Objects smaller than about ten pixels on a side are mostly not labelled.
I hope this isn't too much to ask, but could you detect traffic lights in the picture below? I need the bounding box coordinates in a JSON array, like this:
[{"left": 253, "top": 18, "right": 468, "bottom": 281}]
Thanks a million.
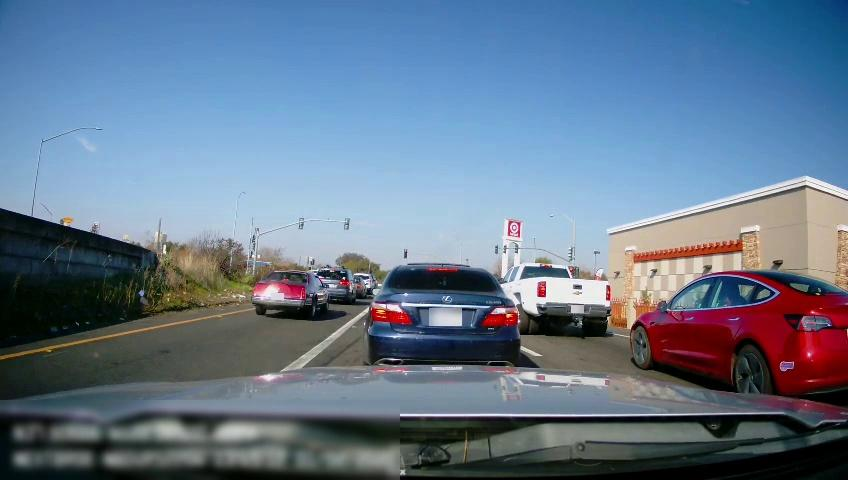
[
  {"left": 513, "top": 242, "right": 519, "bottom": 256},
  {"left": 502, "top": 243, "right": 507, "bottom": 255},
  {"left": 343, "top": 217, "right": 350, "bottom": 231},
  {"left": 494, "top": 244, "right": 499, "bottom": 255},
  {"left": 403, "top": 248, "right": 408, "bottom": 260},
  {"left": 567, "top": 247, "right": 573, "bottom": 261},
  {"left": 297, "top": 217, "right": 305, "bottom": 230}
]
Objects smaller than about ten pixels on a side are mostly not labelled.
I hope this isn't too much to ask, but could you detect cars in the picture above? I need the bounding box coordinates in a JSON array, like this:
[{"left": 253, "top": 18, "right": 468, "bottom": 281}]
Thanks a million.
[
  {"left": 350, "top": 274, "right": 370, "bottom": 300},
  {"left": 361, "top": 262, "right": 522, "bottom": 367},
  {"left": 251, "top": 269, "right": 330, "bottom": 321},
  {"left": 628, "top": 267, "right": 848, "bottom": 408}
]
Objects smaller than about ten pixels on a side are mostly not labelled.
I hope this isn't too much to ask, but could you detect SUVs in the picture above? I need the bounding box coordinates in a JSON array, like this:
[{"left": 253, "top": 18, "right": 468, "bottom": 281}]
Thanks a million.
[
  {"left": 353, "top": 272, "right": 376, "bottom": 296},
  {"left": 314, "top": 264, "right": 359, "bottom": 306}
]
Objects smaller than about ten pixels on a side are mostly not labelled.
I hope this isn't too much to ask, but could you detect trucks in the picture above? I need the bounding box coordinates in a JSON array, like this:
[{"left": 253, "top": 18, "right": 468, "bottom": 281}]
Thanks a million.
[{"left": 491, "top": 263, "right": 613, "bottom": 338}]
